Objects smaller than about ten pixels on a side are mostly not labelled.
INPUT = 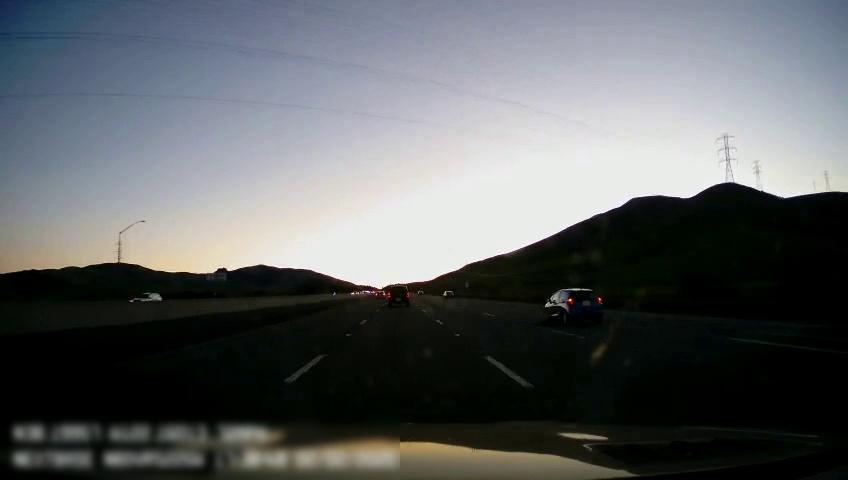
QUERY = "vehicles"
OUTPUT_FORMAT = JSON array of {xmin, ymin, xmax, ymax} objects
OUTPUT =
[
  {"xmin": 544, "ymin": 288, "xmax": 603, "ymax": 325},
  {"xmin": 443, "ymin": 291, "xmax": 454, "ymax": 299},
  {"xmin": 375, "ymin": 290, "xmax": 386, "ymax": 299},
  {"xmin": 129, "ymin": 293, "xmax": 162, "ymax": 303},
  {"xmin": 388, "ymin": 286, "xmax": 410, "ymax": 306}
]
